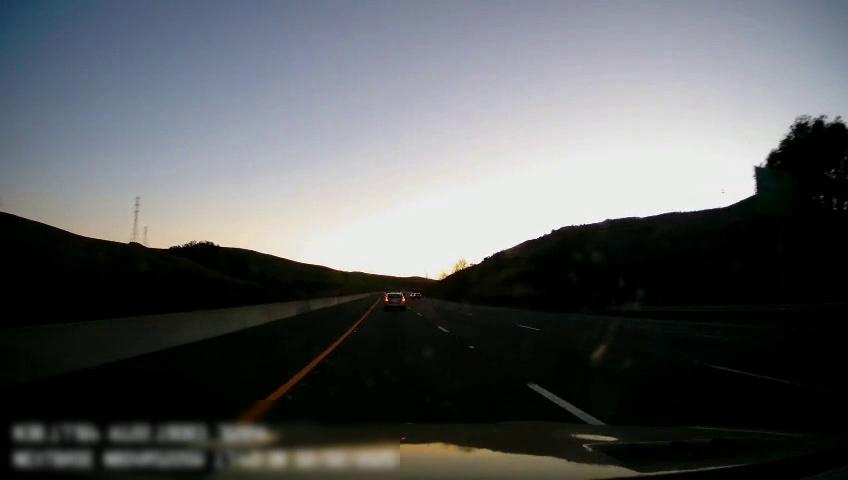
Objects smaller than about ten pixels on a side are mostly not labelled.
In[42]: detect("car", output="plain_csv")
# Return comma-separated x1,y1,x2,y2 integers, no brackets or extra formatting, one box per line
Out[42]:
384,292,406,311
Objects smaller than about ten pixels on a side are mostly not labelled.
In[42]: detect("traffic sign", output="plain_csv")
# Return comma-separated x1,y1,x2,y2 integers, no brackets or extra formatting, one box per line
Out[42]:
756,166,800,216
